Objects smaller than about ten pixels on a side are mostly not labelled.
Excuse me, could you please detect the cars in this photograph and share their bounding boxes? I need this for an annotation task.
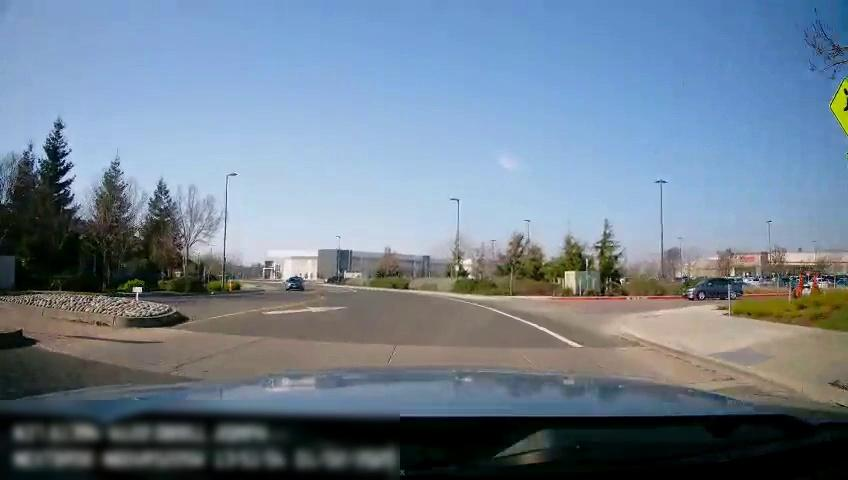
[285,276,304,292]
[686,277,744,302]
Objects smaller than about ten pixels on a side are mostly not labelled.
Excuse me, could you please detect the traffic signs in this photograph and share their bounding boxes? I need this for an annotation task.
[828,77,848,138]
